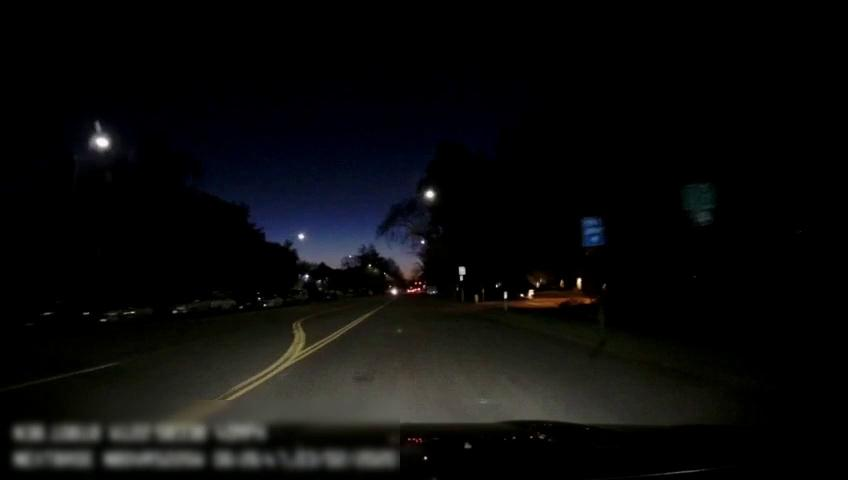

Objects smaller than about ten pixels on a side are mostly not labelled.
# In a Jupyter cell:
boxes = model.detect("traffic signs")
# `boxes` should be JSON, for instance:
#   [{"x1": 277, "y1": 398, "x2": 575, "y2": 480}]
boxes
[
  {"x1": 680, "y1": 185, "x2": 716, "y2": 211},
  {"x1": 582, "y1": 217, "x2": 606, "y2": 248}
]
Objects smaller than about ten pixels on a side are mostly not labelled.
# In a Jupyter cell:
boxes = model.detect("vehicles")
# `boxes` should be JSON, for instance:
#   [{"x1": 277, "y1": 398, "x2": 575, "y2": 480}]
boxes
[
  {"x1": 96, "y1": 297, "x2": 156, "y2": 325},
  {"x1": 262, "y1": 292, "x2": 285, "y2": 309},
  {"x1": 170, "y1": 293, "x2": 217, "y2": 318},
  {"x1": 207, "y1": 295, "x2": 237, "y2": 314},
  {"x1": 235, "y1": 293, "x2": 265, "y2": 312},
  {"x1": 282, "y1": 290, "x2": 309, "y2": 304}
]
